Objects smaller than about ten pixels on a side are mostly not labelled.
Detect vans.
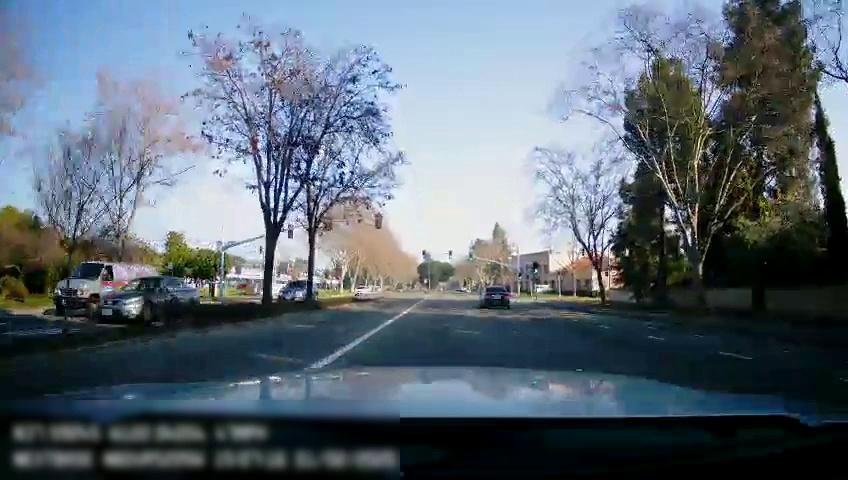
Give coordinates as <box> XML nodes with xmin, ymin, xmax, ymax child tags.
<box><xmin>52</xmin><ymin>260</ymin><xmax>161</xmax><ymax>319</ymax></box>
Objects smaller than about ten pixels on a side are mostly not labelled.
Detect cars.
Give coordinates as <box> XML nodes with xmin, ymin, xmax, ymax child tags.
<box><xmin>277</xmin><ymin>279</ymin><xmax>321</xmax><ymax>305</ymax></box>
<box><xmin>479</xmin><ymin>286</ymin><xmax>513</xmax><ymax>311</ymax></box>
<box><xmin>95</xmin><ymin>275</ymin><xmax>202</xmax><ymax>326</ymax></box>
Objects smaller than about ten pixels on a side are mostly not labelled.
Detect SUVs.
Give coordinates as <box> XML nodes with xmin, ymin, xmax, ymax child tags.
<box><xmin>354</xmin><ymin>285</ymin><xmax>374</xmax><ymax>297</ymax></box>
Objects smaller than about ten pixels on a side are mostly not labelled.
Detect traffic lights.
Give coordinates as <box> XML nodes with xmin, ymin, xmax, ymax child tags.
<box><xmin>287</xmin><ymin>223</ymin><xmax>295</xmax><ymax>239</ymax></box>
<box><xmin>531</xmin><ymin>261</ymin><xmax>539</xmax><ymax>275</ymax></box>
<box><xmin>374</xmin><ymin>211</ymin><xmax>384</xmax><ymax>231</ymax></box>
